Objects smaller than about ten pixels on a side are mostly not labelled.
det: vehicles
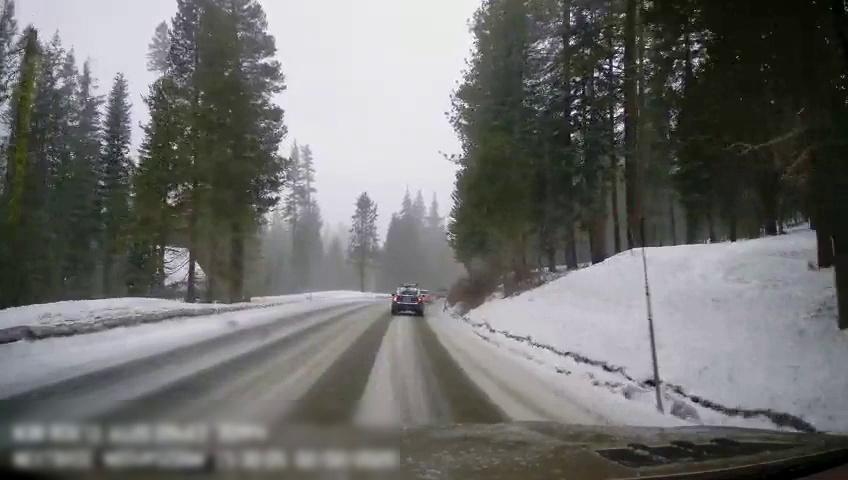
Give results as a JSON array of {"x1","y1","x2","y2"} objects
[
  {"x1": 391, "y1": 282, "x2": 425, "y2": 317},
  {"x1": 415, "y1": 289, "x2": 433, "y2": 305}
]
